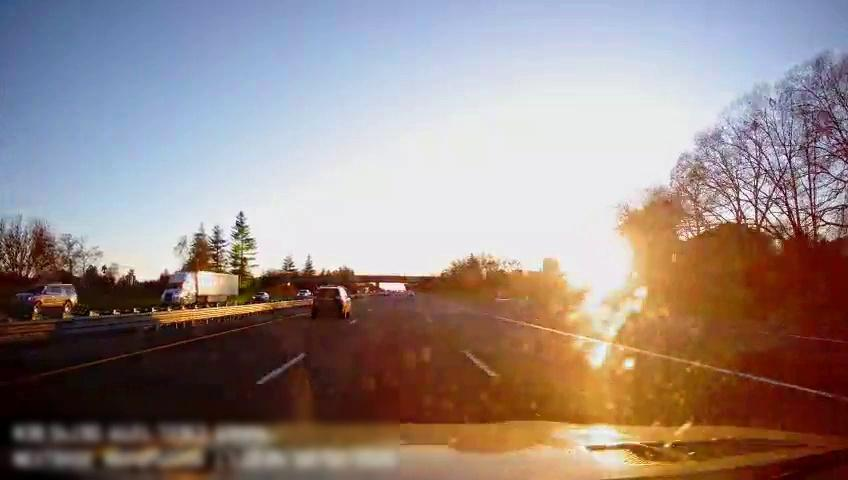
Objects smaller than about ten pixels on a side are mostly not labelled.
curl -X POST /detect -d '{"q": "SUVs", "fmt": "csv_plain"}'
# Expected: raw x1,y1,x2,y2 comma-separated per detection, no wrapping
251,292,270,304
310,286,353,321
295,289,313,300
14,284,78,315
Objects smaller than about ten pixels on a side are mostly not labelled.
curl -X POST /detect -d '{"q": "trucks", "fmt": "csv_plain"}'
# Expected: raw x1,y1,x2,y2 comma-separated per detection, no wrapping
159,271,240,310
